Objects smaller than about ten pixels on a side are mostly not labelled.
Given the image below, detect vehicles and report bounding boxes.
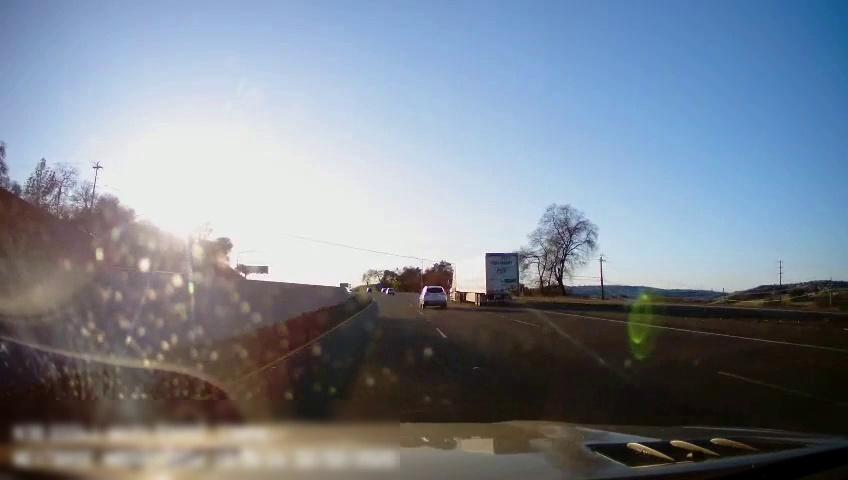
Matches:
[419,286,447,310]
[449,252,520,306]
